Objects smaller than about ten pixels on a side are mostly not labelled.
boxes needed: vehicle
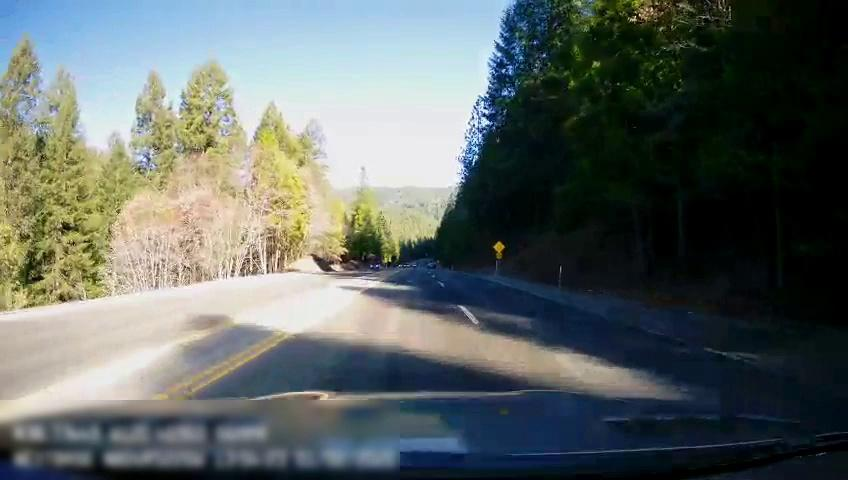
[368,262,383,273]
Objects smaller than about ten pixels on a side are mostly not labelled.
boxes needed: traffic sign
[489,239,509,253]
